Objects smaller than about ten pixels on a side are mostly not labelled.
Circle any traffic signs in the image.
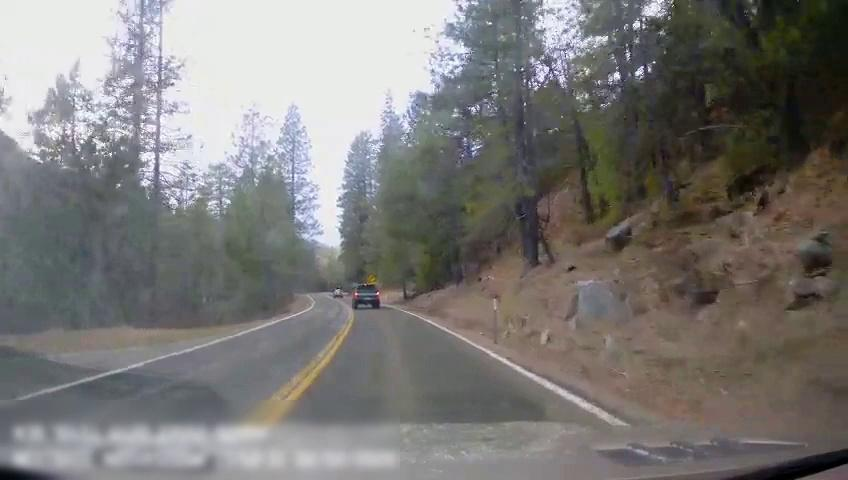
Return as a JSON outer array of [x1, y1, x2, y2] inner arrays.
[[367, 274, 378, 284]]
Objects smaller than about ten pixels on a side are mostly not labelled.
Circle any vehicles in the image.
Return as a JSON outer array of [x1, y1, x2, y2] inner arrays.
[[350, 284, 380, 310], [332, 288, 344, 298]]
